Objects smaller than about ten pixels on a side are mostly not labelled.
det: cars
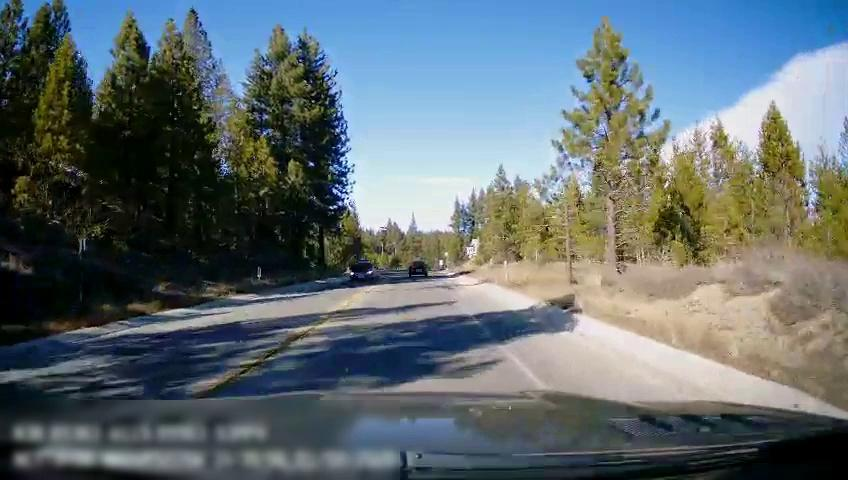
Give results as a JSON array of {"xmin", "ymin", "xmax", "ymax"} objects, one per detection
[
  {"xmin": 409, "ymin": 261, "xmax": 428, "ymax": 277},
  {"xmin": 349, "ymin": 261, "xmax": 375, "ymax": 281}
]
